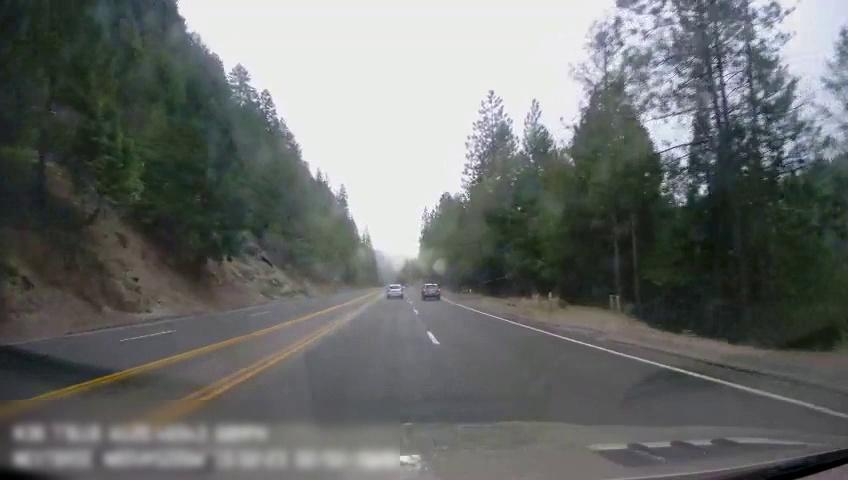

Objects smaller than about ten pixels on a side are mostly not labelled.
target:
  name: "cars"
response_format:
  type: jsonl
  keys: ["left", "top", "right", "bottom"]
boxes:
{"left": 386, "top": 284, "right": 404, "bottom": 299}
{"left": 421, "top": 283, "right": 441, "bottom": 300}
